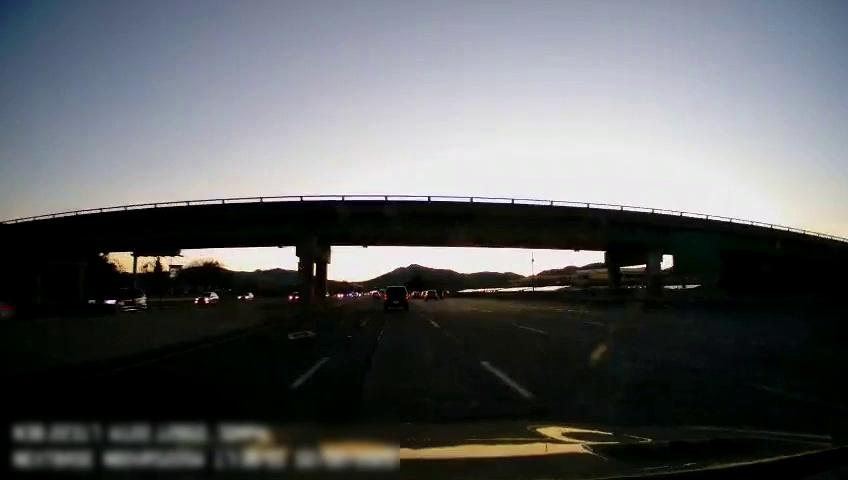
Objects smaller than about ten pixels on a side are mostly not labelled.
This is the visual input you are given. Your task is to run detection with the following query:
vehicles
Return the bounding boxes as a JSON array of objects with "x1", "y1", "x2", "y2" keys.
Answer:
[
  {"x1": 424, "y1": 289, "x2": 438, "y2": 302},
  {"x1": 383, "y1": 285, "x2": 410, "y2": 312},
  {"x1": 194, "y1": 292, "x2": 220, "y2": 304},
  {"x1": 237, "y1": 292, "x2": 254, "y2": 301},
  {"x1": 288, "y1": 291, "x2": 299, "y2": 302},
  {"x1": 86, "y1": 287, "x2": 149, "y2": 313}
]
